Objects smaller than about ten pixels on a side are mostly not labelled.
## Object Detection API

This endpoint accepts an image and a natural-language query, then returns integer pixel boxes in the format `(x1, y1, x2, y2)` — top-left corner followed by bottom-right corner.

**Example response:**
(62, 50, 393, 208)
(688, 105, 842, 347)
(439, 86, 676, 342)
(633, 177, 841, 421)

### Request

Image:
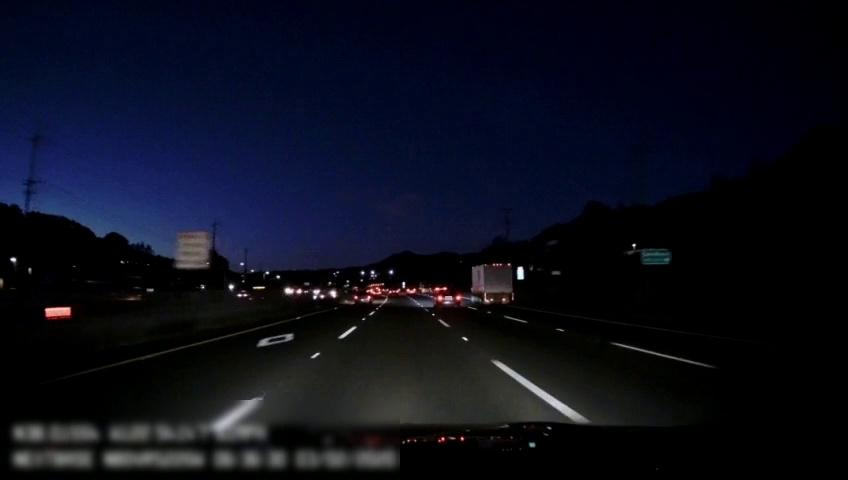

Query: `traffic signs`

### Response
(641, 247, 672, 265)
(176, 231, 211, 269)
(517, 266, 524, 280)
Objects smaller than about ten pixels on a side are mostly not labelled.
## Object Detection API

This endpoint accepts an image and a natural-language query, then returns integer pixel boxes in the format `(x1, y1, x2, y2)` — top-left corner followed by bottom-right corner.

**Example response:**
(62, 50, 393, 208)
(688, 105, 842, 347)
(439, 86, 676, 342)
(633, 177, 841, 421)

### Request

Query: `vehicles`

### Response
(353, 289, 373, 305)
(0, 277, 112, 330)
(434, 289, 459, 309)
(468, 264, 514, 306)
(282, 285, 306, 299)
